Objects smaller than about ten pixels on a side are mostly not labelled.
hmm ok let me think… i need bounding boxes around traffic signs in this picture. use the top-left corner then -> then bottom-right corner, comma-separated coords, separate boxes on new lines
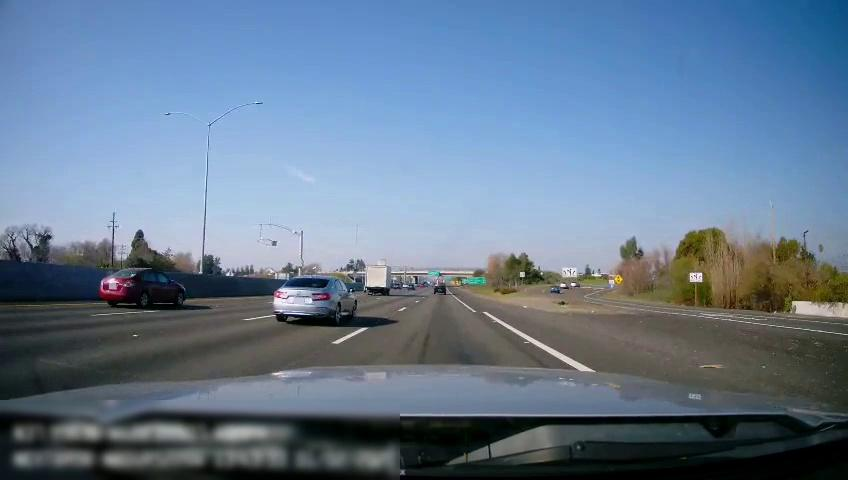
428,270 -> 439,277
562,268 -> 577,277
469,277 -> 486,285
690,272 -> 703,282
613,274 -> 624,284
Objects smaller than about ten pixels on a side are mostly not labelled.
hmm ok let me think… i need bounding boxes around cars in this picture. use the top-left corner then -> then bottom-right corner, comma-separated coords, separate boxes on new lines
99,266 -> 186,310
271,273 -> 360,326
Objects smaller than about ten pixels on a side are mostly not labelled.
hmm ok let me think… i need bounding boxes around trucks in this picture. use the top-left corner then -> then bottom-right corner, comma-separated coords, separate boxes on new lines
433,281 -> 447,294
365,265 -> 392,296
